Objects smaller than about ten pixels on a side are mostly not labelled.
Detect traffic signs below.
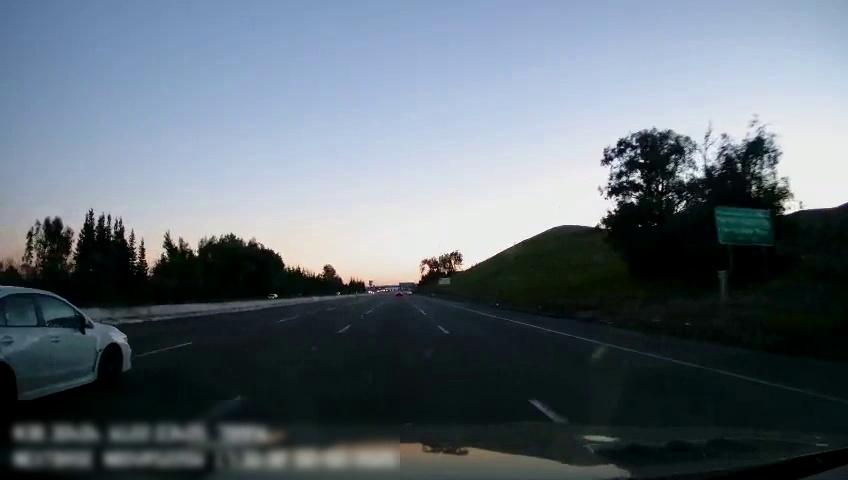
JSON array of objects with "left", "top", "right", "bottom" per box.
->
[
  {"left": 713, "top": 205, "right": 780, "bottom": 245},
  {"left": 438, "top": 276, "right": 451, "bottom": 284},
  {"left": 400, "top": 282, "right": 414, "bottom": 287}
]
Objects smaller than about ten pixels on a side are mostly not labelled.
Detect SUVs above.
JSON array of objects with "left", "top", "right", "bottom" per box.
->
[{"left": 267, "top": 293, "right": 279, "bottom": 300}]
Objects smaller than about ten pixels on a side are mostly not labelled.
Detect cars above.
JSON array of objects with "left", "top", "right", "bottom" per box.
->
[{"left": 0, "top": 285, "right": 132, "bottom": 417}]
